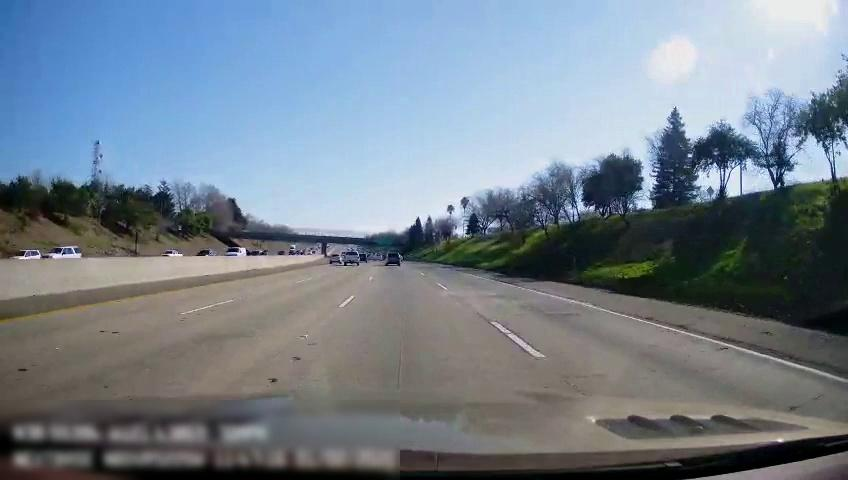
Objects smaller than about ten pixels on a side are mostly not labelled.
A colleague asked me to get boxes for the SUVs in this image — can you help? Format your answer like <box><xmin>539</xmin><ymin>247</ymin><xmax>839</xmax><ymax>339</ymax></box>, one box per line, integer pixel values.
<box><xmin>8</xmin><ymin>250</ymin><xmax>42</xmax><ymax>261</ymax></box>
<box><xmin>40</xmin><ymin>247</ymin><xmax>83</xmax><ymax>260</ymax></box>
<box><xmin>195</xmin><ymin>249</ymin><xmax>217</xmax><ymax>257</ymax></box>
<box><xmin>343</xmin><ymin>250</ymin><xmax>360</xmax><ymax>266</ymax></box>
<box><xmin>328</xmin><ymin>253</ymin><xmax>343</xmax><ymax>265</ymax></box>
<box><xmin>384</xmin><ymin>252</ymin><xmax>401</xmax><ymax>266</ymax></box>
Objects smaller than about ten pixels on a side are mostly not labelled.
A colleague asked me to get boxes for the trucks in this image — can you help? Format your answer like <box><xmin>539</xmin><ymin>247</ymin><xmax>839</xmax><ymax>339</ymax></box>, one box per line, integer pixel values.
<box><xmin>289</xmin><ymin>244</ymin><xmax>301</xmax><ymax>252</ymax></box>
<box><xmin>160</xmin><ymin>250</ymin><xmax>184</xmax><ymax>257</ymax></box>
<box><xmin>224</xmin><ymin>247</ymin><xmax>247</xmax><ymax>257</ymax></box>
